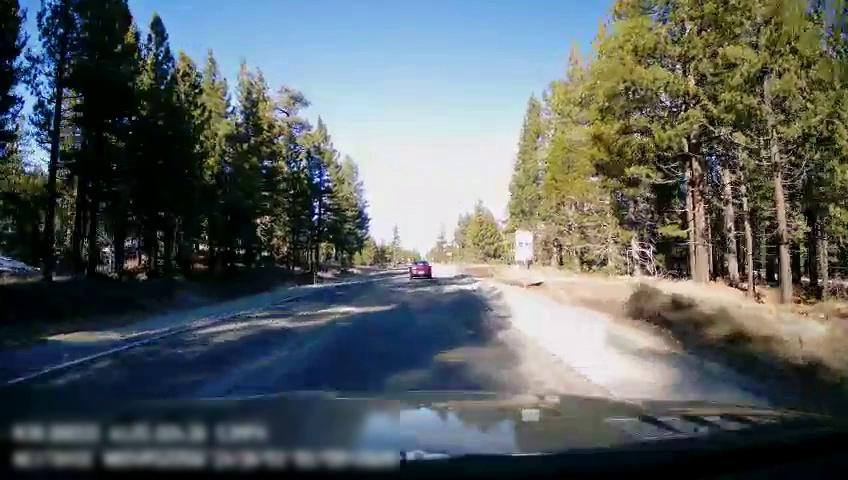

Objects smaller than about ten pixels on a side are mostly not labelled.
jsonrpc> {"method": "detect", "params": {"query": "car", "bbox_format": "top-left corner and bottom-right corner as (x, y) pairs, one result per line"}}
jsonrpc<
(409, 259), (432, 279)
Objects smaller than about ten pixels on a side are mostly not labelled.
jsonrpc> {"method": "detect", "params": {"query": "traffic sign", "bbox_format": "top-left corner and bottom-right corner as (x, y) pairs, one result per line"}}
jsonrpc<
(514, 231), (535, 263)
